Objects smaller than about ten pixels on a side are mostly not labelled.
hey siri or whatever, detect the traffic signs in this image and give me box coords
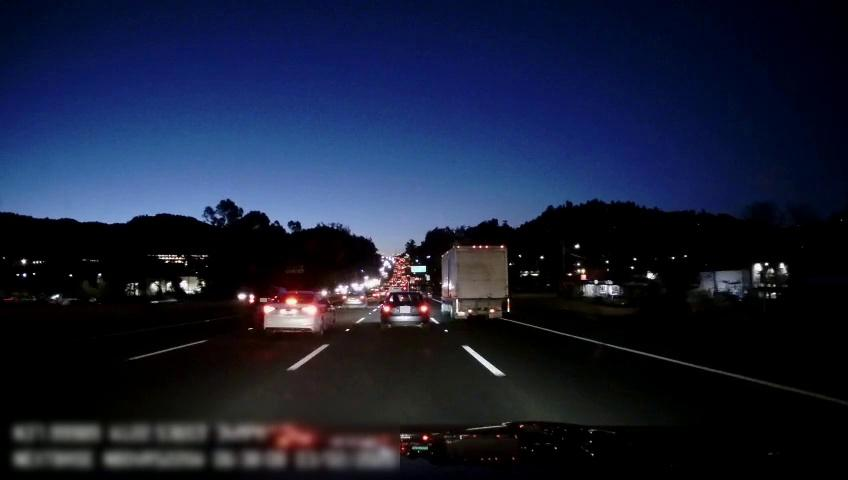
[410,265,427,273]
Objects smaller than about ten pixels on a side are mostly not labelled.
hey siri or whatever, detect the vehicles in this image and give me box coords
[440,243,511,324]
[232,288,262,306]
[410,278,430,304]
[261,290,337,337]
[379,291,430,334]
[342,292,367,309]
